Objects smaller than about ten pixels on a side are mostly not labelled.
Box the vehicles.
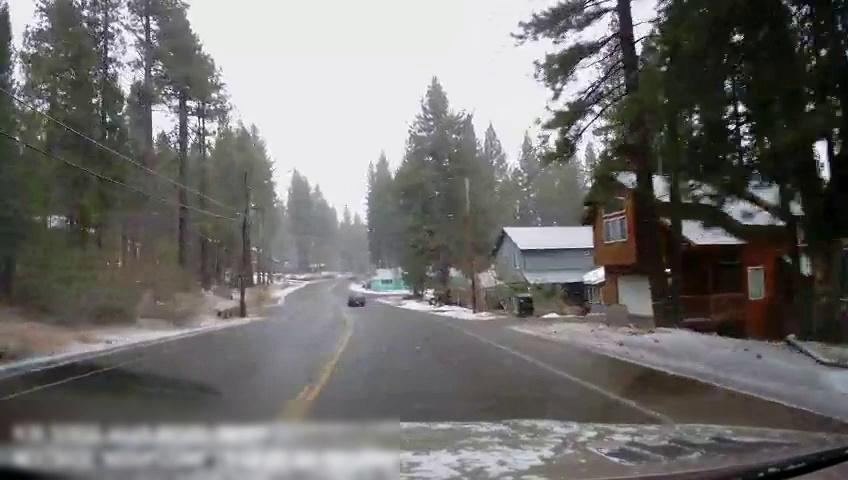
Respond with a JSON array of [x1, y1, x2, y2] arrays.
[[422, 288, 437, 306], [347, 294, 366, 308]]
